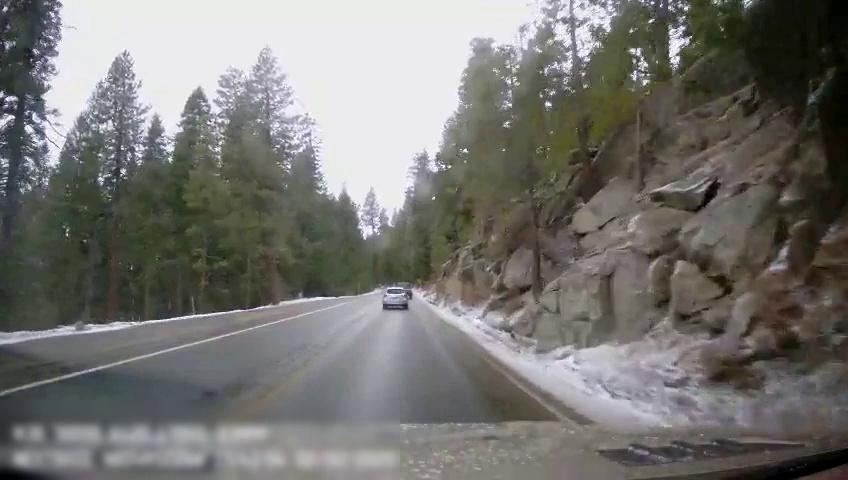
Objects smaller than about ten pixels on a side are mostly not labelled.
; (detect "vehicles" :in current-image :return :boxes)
[394,284,413,299]
[383,287,408,310]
